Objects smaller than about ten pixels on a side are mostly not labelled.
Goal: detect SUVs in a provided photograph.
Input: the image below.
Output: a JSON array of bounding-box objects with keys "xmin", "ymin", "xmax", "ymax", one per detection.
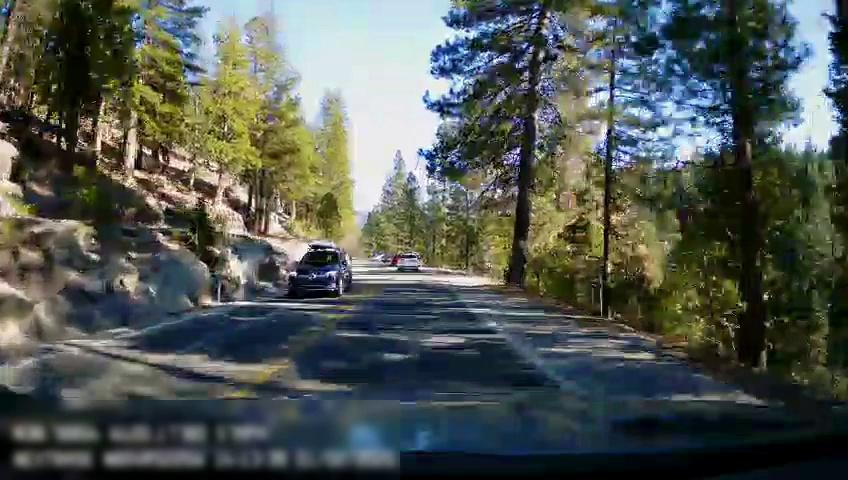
[
  {"xmin": 286, "ymin": 244, "xmax": 353, "ymax": 298},
  {"xmin": 399, "ymin": 252, "xmax": 420, "ymax": 272}
]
